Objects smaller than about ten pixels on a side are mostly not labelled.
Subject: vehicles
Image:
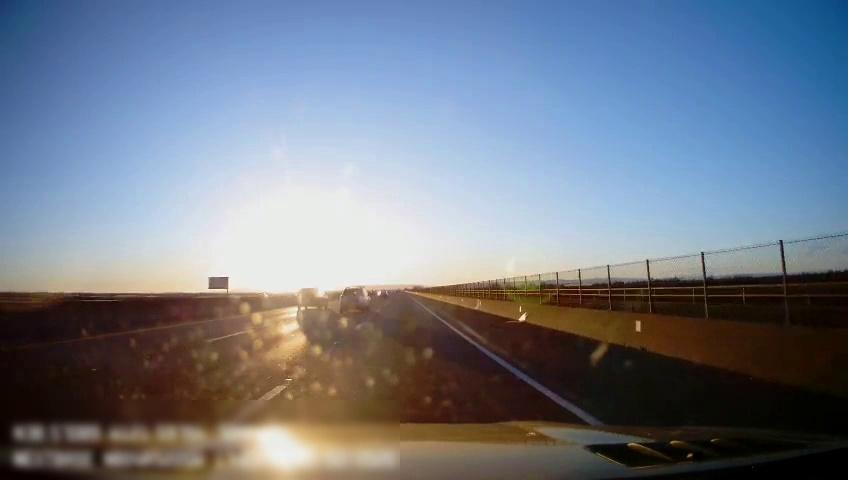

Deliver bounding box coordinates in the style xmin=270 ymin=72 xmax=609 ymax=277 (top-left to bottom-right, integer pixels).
xmin=296 ymin=287 xmax=328 ymax=310
xmin=339 ymin=286 xmax=371 ymax=313
xmin=378 ymin=290 xmax=389 ymax=299
xmin=254 ymin=292 xmax=268 ymax=299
